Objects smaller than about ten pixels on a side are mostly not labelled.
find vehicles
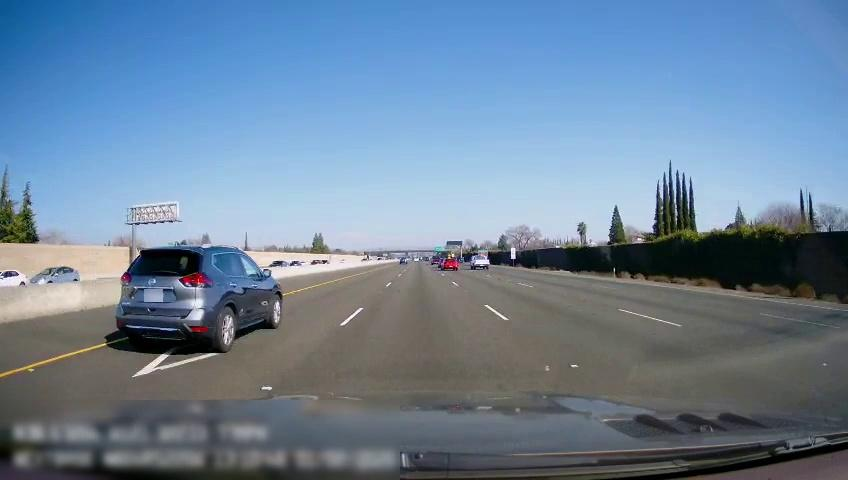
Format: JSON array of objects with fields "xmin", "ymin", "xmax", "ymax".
[
  {"xmin": 0, "ymin": 270, "xmax": 28, "ymax": 288},
  {"xmin": 470, "ymin": 254, "xmax": 490, "ymax": 271},
  {"xmin": 322, "ymin": 259, "xmax": 331, "ymax": 265},
  {"xmin": 266, "ymin": 260, "xmax": 290, "ymax": 269},
  {"xmin": 288, "ymin": 260, "xmax": 303, "ymax": 267},
  {"xmin": 431, "ymin": 257, "xmax": 442, "ymax": 267},
  {"xmin": 309, "ymin": 259, "xmax": 323, "ymax": 266},
  {"xmin": 398, "ymin": 256, "xmax": 409, "ymax": 265},
  {"xmin": 439, "ymin": 256, "xmax": 460, "ymax": 271},
  {"xmin": 27, "ymin": 266, "xmax": 81, "ymax": 285},
  {"xmin": 114, "ymin": 245, "xmax": 286, "ymax": 353}
]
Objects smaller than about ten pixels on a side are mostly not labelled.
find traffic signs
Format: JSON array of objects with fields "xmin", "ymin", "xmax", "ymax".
[{"xmin": 477, "ymin": 250, "xmax": 488, "ymax": 253}]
